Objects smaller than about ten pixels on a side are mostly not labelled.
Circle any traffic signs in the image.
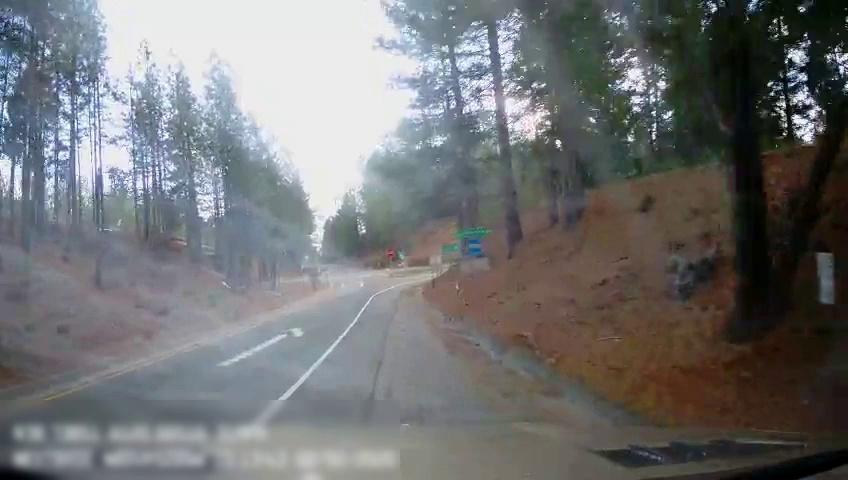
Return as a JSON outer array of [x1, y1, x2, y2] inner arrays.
[[464, 228, 491, 238], [441, 243, 459, 252], [467, 240, 484, 257]]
